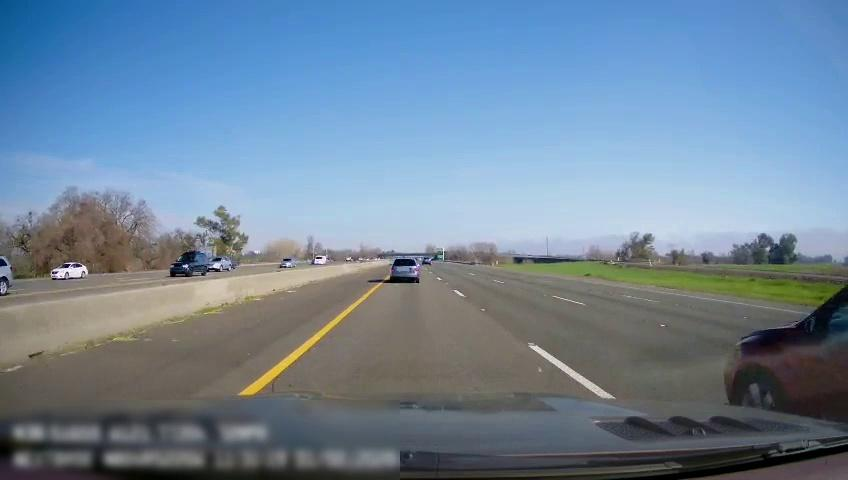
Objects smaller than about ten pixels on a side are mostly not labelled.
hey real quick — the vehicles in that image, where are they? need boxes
[169,251,209,277]
[228,257,238,269]
[0,255,14,296]
[389,257,420,284]
[422,256,432,266]
[314,255,329,265]
[50,263,88,280]
[279,258,296,268]
[206,256,232,272]
[723,285,848,423]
